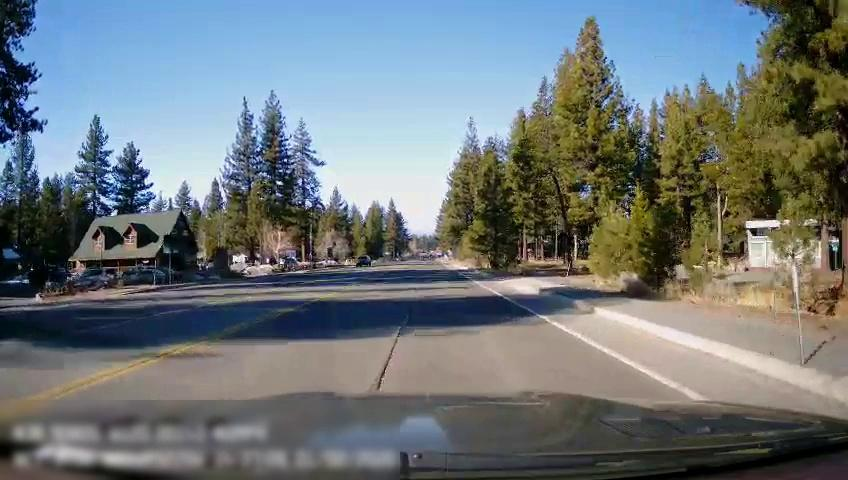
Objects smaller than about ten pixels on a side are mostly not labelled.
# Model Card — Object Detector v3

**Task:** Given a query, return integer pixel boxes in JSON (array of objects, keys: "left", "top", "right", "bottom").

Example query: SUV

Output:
[{"left": 352, "top": 255, "right": 372, "bottom": 268}]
